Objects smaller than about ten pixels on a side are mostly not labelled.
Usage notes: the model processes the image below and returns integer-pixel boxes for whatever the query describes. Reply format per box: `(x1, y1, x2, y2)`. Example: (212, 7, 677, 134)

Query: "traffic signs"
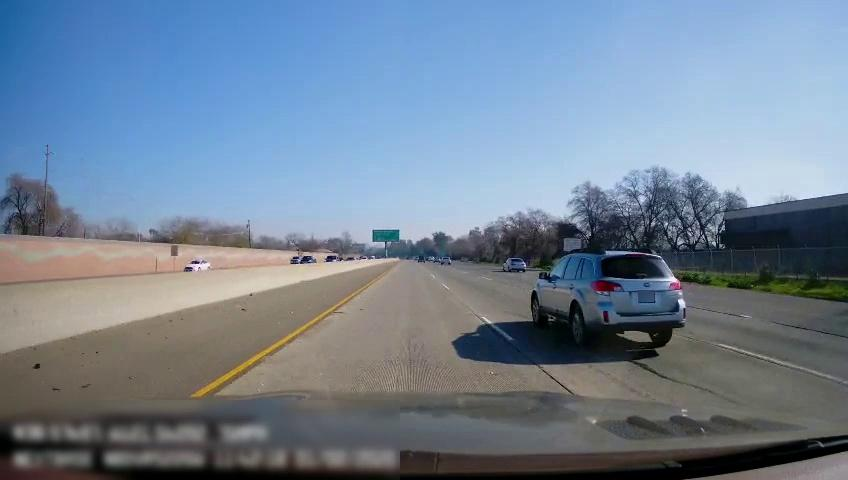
(351, 243, 366, 251)
(371, 228, 400, 243)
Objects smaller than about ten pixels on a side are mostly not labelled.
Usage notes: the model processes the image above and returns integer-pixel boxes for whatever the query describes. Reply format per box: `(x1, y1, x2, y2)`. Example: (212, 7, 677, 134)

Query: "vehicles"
(440, 256, 451, 265)
(325, 255, 340, 263)
(529, 252, 686, 353)
(300, 255, 318, 265)
(501, 257, 527, 273)
(289, 256, 304, 265)
(184, 259, 210, 272)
